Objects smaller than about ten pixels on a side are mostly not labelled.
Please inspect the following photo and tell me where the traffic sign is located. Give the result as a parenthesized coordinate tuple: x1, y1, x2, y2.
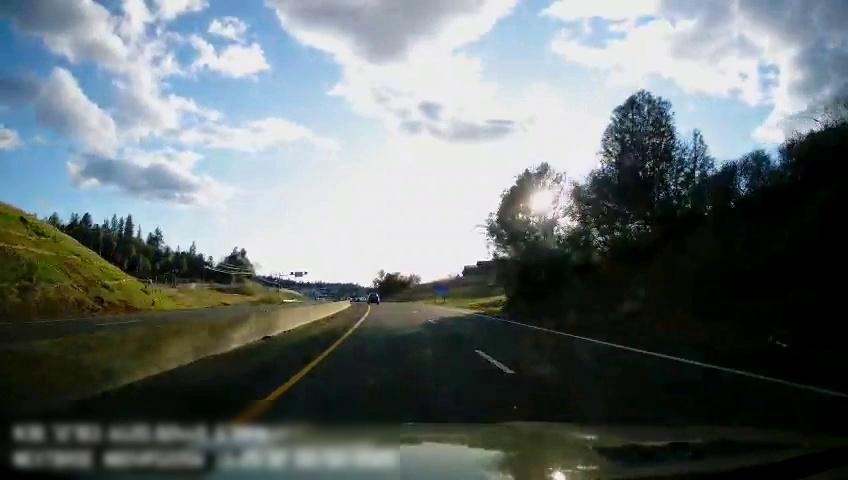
(432, 286, 448, 295)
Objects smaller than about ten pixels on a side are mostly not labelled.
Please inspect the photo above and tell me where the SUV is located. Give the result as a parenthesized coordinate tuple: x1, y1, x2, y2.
(366, 292, 380, 305)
